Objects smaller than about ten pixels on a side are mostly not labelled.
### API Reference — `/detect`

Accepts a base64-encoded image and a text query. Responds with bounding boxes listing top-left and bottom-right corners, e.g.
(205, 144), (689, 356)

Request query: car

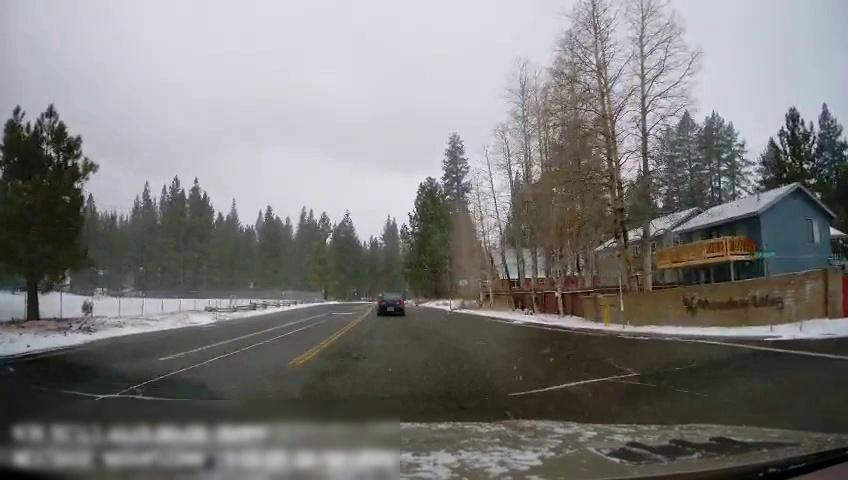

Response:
(376, 293), (406, 317)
